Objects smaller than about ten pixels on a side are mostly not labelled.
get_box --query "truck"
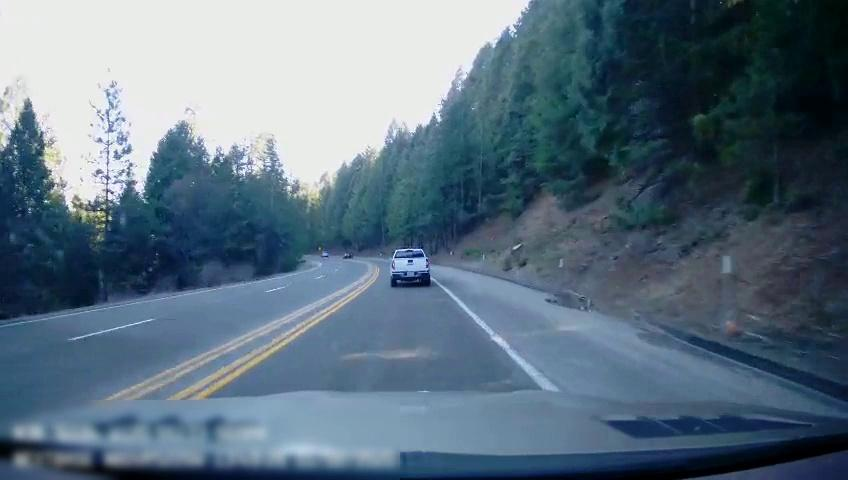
[389,247,431,288]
